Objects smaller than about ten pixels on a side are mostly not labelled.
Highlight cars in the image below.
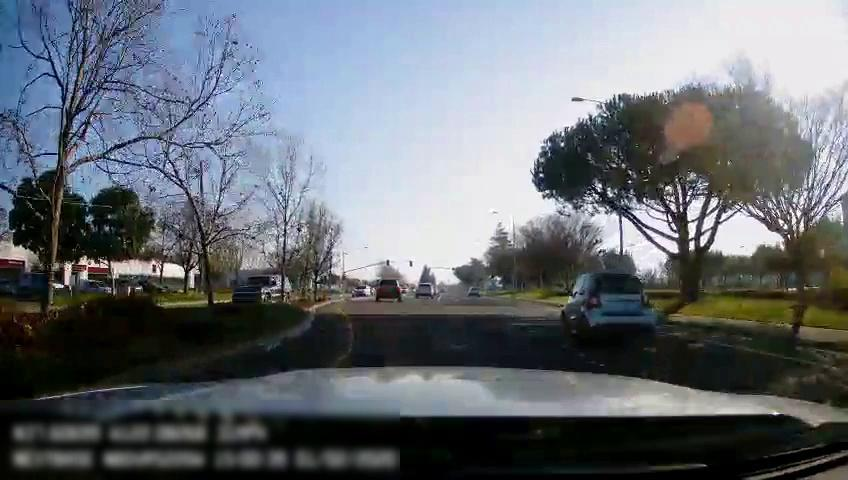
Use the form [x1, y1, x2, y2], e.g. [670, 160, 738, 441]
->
[559, 271, 657, 349]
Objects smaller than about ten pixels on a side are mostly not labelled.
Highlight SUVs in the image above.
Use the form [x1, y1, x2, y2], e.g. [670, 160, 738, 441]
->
[350, 283, 372, 299]
[230, 273, 292, 309]
[375, 279, 402, 303]
[414, 282, 435, 300]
